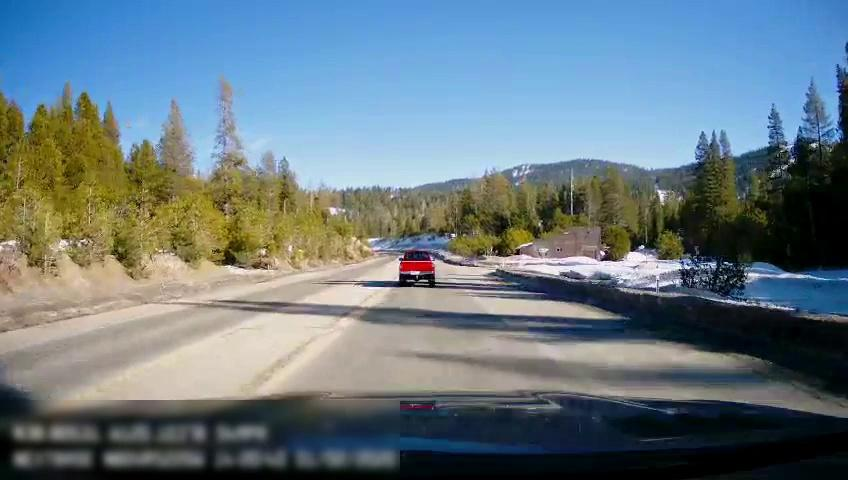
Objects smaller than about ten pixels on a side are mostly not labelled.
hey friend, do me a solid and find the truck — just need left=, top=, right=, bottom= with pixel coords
left=397, top=248, right=435, bottom=286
